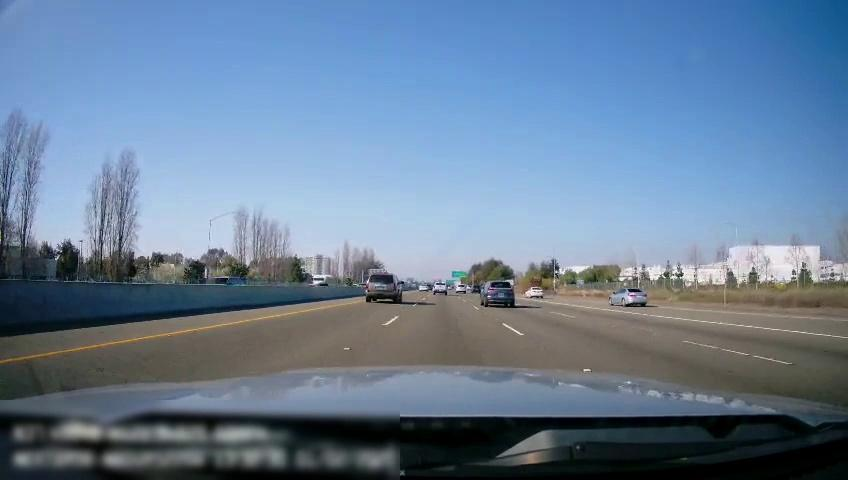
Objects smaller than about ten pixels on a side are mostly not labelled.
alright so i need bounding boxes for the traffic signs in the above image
[451,271,467,278]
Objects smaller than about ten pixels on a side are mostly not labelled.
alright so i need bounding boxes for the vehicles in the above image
[455,284,467,295]
[524,287,544,299]
[479,280,515,308]
[607,287,648,308]
[204,275,247,286]
[471,285,482,295]
[364,272,405,304]
[432,280,450,296]
[418,283,429,293]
